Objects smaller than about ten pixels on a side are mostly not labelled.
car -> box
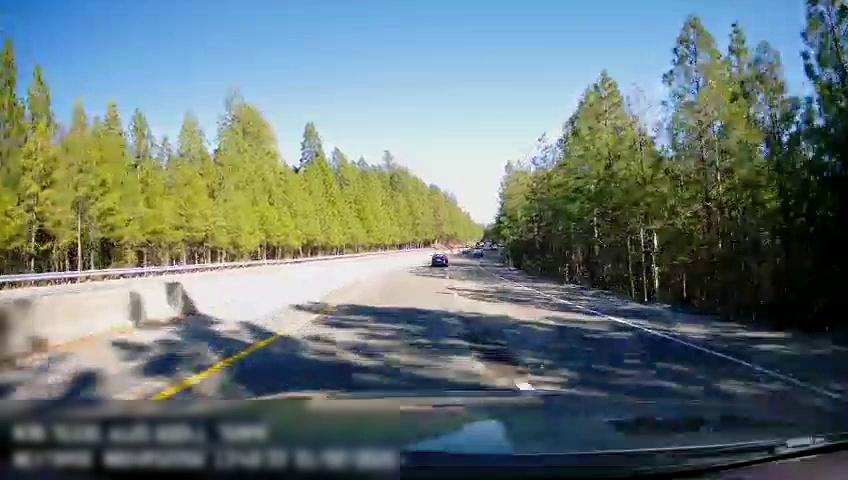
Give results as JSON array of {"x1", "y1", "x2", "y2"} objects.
[{"x1": 431, "y1": 253, "x2": 449, "y2": 268}]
